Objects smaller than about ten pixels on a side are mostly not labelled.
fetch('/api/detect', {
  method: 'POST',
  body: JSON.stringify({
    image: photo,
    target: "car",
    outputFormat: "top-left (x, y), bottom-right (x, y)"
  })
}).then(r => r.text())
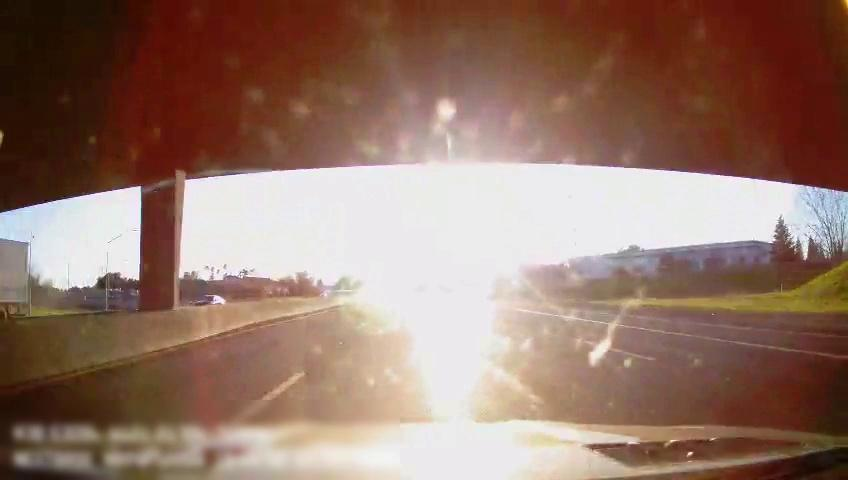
top-left (194, 295), bottom-right (225, 308)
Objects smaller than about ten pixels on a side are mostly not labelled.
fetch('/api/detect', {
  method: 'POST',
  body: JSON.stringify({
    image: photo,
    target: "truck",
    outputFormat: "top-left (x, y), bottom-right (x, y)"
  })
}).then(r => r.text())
top-left (0, 238), bottom-right (29, 323)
